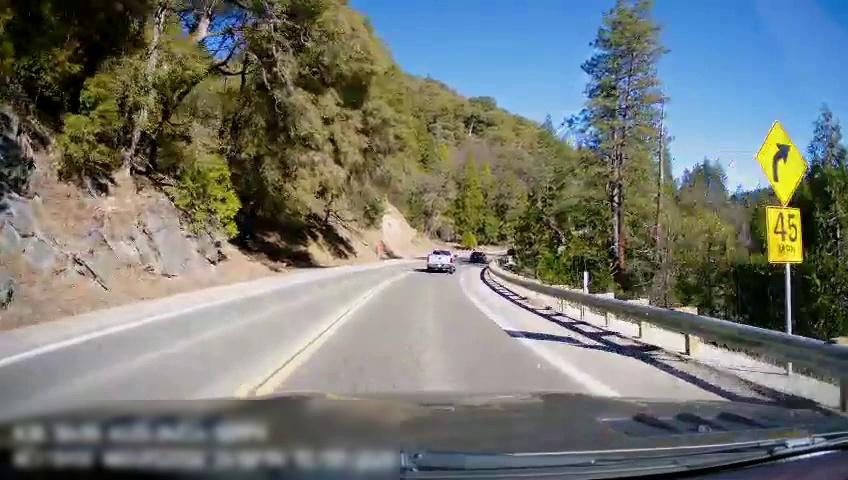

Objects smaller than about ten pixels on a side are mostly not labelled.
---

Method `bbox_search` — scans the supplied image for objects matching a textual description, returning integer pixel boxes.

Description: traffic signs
[756,119,809,206]
[765,205,804,265]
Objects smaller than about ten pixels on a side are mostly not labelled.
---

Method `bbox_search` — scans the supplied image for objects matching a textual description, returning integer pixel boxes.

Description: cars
[469,251,486,263]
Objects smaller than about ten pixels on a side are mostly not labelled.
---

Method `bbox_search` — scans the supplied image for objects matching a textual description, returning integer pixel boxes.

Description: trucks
[426,249,458,275]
